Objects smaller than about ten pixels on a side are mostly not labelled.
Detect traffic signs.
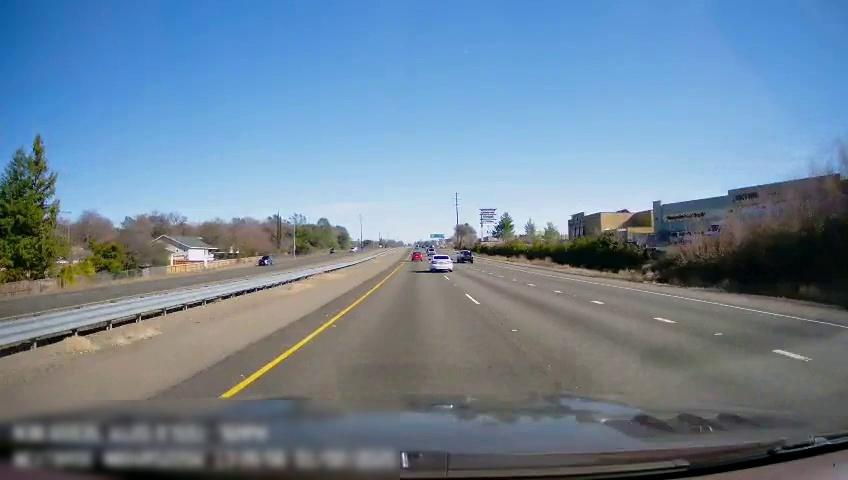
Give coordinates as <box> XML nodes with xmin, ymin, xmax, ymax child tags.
<box><xmin>429</xmin><ymin>235</ymin><xmax>446</xmax><ymax>238</ymax></box>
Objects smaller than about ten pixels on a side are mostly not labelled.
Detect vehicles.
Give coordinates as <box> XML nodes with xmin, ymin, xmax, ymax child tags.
<box><xmin>257</xmin><ymin>256</ymin><xmax>275</xmax><ymax>267</ymax></box>
<box><xmin>427</xmin><ymin>254</ymin><xmax>454</xmax><ymax>273</ymax></box>
<box><xmin>460</xmin><ymin>250</ymin><xmax>475</xmax><ymax>264</ymax></box>
<box><xmin>410</xmin><ymin>251</ymin><xmax>424</xmax><ymax>262</ymax></box>
<box><xmin>426</xmin><ymin>248</ymin><xmax>435</xmax><ymax>255</ymax></box>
